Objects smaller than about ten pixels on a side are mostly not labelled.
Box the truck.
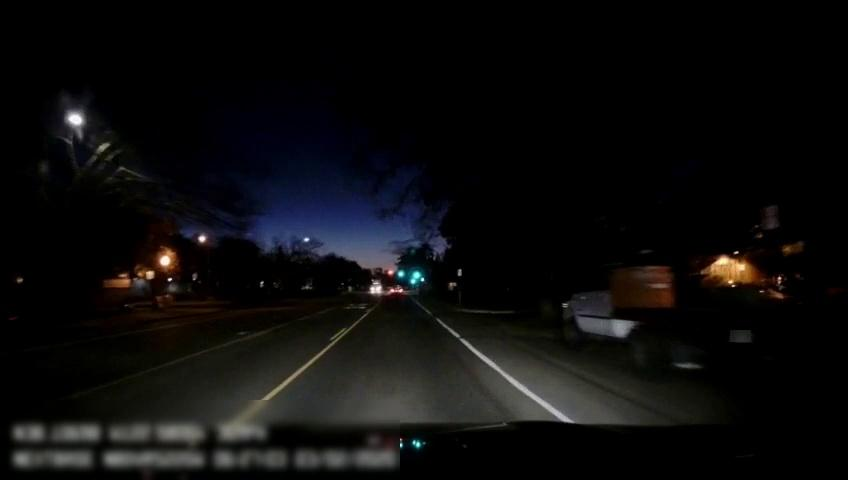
[562,263,782,379]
